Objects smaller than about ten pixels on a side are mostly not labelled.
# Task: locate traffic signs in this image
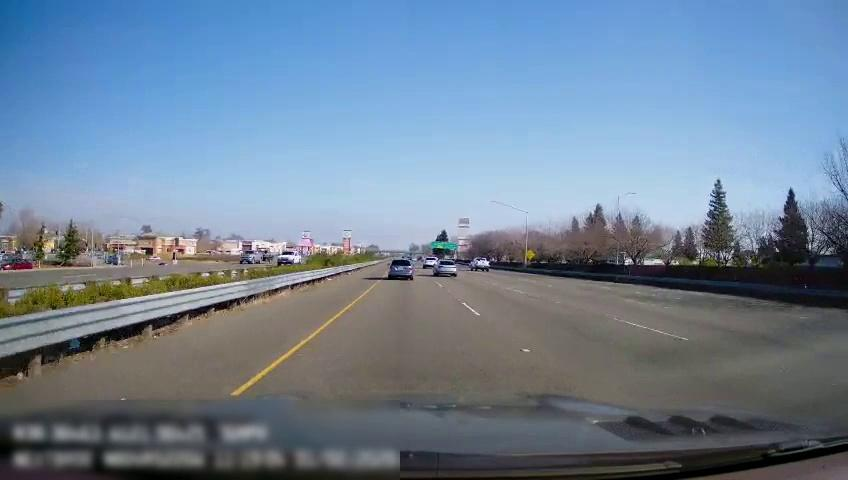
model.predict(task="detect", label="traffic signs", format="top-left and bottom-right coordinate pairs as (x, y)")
top-left (432, 241), bottom-right (457, 251)
top-left (525, 248), bottom-right (535, 261)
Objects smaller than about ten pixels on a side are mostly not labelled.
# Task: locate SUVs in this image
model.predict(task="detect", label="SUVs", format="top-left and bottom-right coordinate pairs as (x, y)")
top-left (388, 259), bottom-right (413, 280)
top-left (277, 251), bottom-right (301, 267)
top-left (239, 250), bottom-right (261, 265)
top-left (423, 256), bottom-right (439, 269)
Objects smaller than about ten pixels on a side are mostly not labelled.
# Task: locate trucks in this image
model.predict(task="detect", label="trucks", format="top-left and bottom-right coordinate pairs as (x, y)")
top-left (469, 258), bottom-right (490, 271)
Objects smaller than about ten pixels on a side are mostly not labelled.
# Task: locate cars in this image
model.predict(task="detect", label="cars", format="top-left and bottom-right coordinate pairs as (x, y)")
top-left (432, 259), bottom-right (458, 277)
